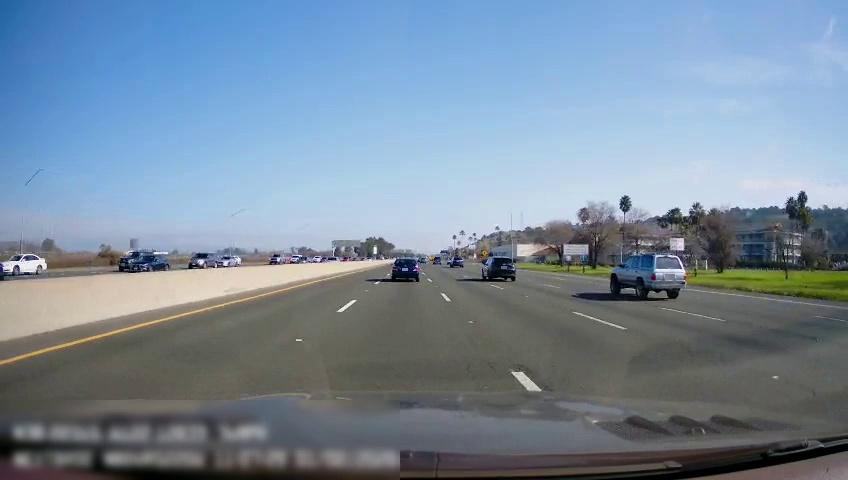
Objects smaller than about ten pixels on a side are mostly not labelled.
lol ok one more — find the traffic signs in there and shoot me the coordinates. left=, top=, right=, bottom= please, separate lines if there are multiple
left=332, top=240, right=361, bottom=248
left=562, top=243, right=590, bottom=256
left=669, top=237, right=685, bottom=251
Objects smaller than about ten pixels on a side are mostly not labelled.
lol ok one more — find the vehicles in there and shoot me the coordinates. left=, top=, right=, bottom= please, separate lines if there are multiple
left=0, top=263, right=4, bottom=282
left=295, top=256, right=313, bottom=264
left=312, top=255, right=324, bottom=264
left=268, top=253, right=286, bottom=266
left=325, top=256, right=340, bottom=264
left=216, top=255, right=239, bottom=268
left=390, top=259, right=421, bottom=282
left=289, top=254, right=303, bottom=264
left=187, top=252, right=218, bottom=270
left=609, top=251, right=687, bottom=299
left=0, top=253, right=48, bottom=277
left=481, top=255, right=517, bottom=281
left=118, top=250, right=154, bottom=273
left=127, top=253, right=171, bottom=273
left=449, top=255, right=464, bottom=268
